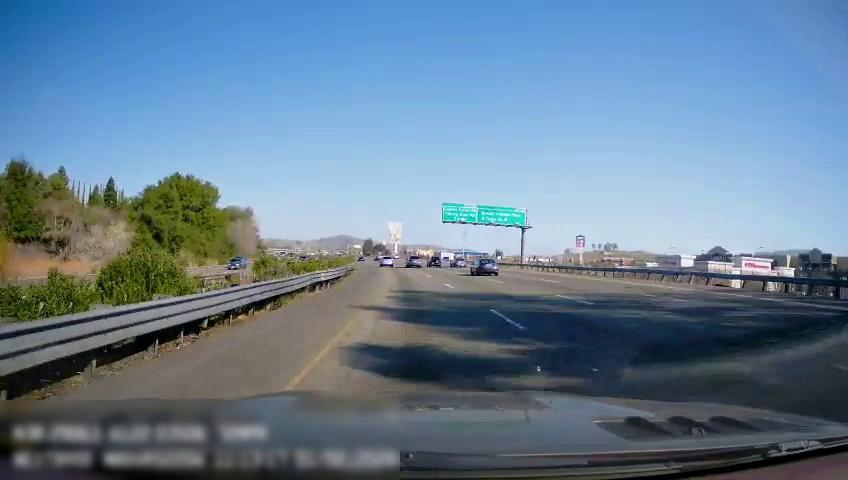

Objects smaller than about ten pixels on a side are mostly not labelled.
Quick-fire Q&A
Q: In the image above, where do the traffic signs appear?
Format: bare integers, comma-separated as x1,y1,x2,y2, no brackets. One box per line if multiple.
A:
476,206,527,226
442,203,478,224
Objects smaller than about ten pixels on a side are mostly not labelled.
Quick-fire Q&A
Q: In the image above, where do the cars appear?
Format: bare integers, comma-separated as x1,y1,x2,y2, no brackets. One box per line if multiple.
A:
449,257,467,267
379,255,394,268
470,257,499,277
226,258,248,270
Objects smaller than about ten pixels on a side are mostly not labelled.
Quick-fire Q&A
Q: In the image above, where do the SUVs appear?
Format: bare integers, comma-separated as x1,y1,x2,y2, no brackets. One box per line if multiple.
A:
427,256,441,268
406,255,422,268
